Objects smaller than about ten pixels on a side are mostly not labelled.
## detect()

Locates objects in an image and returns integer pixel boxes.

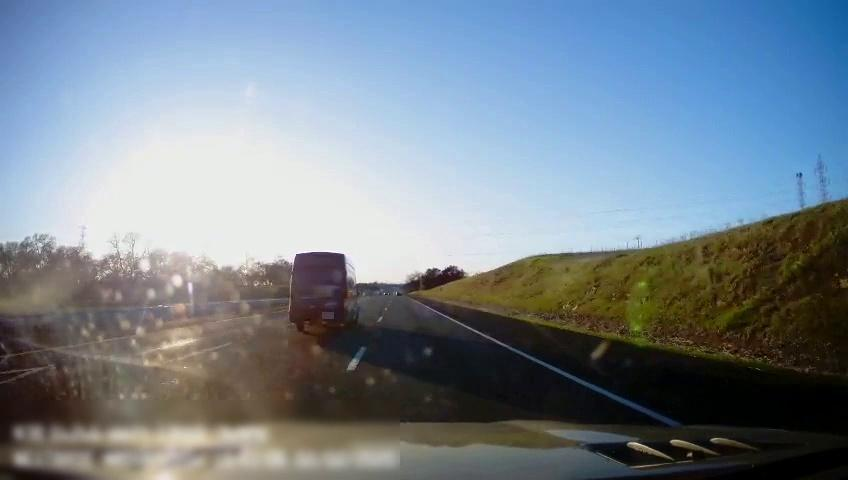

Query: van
[288,252,359,334]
